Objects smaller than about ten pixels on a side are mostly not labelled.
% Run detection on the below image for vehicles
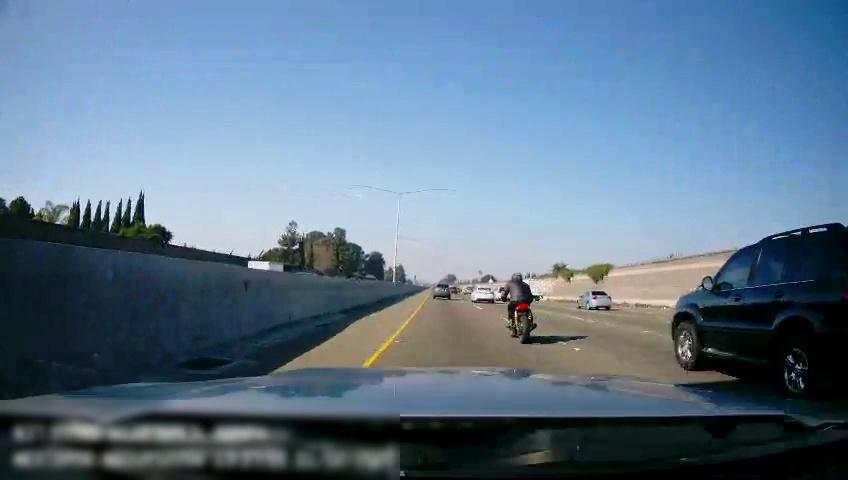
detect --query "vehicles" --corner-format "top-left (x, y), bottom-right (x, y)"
top-left (493, 286), bottom-right (511, 302)
top-left (471, 286), bottom-right (495, 304)
top-left (248, 260), bottom-right (284, 273)
top-left (432, 283), bottom-right (452, 300)
top-left (576, 290), bottom-right (612, 311)
top-left (522, 279), bottom-right (545, 301)
top-left (670, 220), bottom-right (848, 398)
top-left (462, 286), bottom-right (474, 296)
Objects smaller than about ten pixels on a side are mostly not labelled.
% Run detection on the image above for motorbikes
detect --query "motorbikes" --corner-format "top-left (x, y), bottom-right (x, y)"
top-left (501, 272), bottom-right (538, 345)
